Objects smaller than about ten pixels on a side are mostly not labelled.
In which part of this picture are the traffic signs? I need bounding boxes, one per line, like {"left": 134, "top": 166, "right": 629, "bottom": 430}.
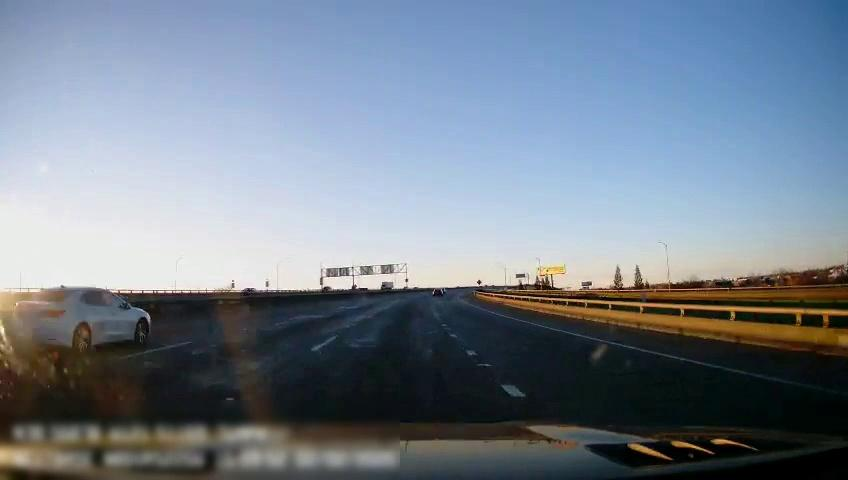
{"left": 515, "top": 273, "right": 526, "bottom": 278}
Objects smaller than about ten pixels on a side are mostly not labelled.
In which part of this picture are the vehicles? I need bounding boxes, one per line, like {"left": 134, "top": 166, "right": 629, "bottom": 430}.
{"left": 8, "top": 285, "right": 152, "bottom": 361}
{"left": 240, "top": 287, "right": 257, "bottom": 296}
{"left": 381, "top": 281, "right": 394, "bottom": 290}
{"left": 432, "top": 288, "right": 443, "bottom": 296}
{"left": 322, "top": 286, "right": 332, "bottom": 293}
